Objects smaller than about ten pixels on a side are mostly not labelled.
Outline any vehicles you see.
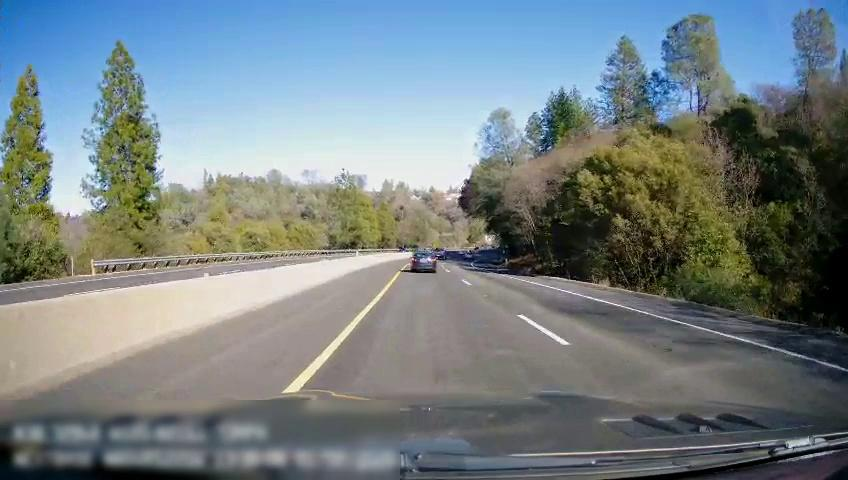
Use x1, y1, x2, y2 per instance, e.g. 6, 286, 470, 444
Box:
433, 246, 451, 260
410, 250, 436, 273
